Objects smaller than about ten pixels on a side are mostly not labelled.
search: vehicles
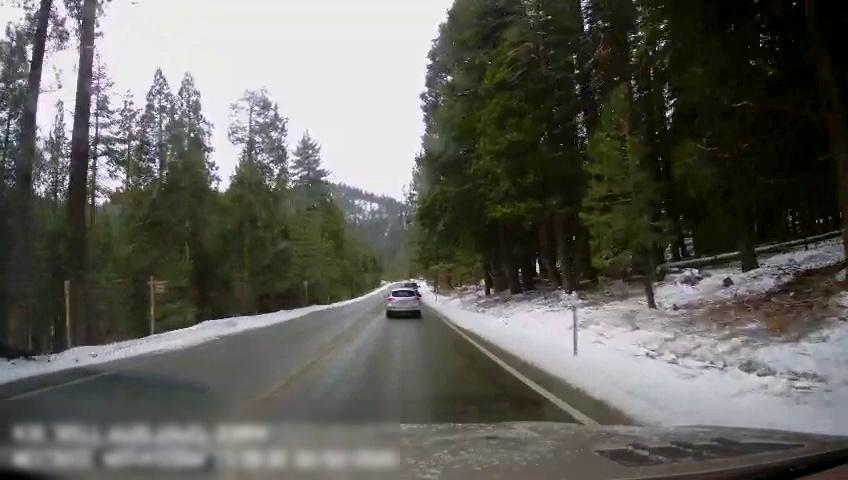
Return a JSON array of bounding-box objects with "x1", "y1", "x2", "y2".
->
[
  {"x1": 402, "y1": 283, "x2": 419, "y2": 295},
  {"x1": 386, "y1": 288, "x2": 422, "y2": 317}
]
